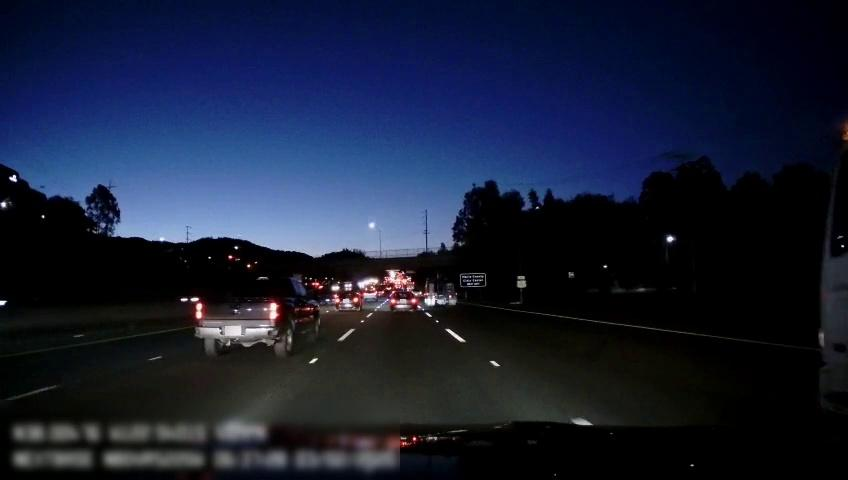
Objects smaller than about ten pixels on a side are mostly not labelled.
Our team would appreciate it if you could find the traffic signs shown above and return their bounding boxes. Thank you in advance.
[516,276,527,288]
[459,272,487,287]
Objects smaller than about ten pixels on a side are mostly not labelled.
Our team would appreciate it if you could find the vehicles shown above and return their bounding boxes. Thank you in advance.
[359,287,377,300]
[194,277,321,360]
[423,279,457,309]
[336,288,363,311]
[818,121,848,418]
[389,289,421,315]
[177,290,207,306]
